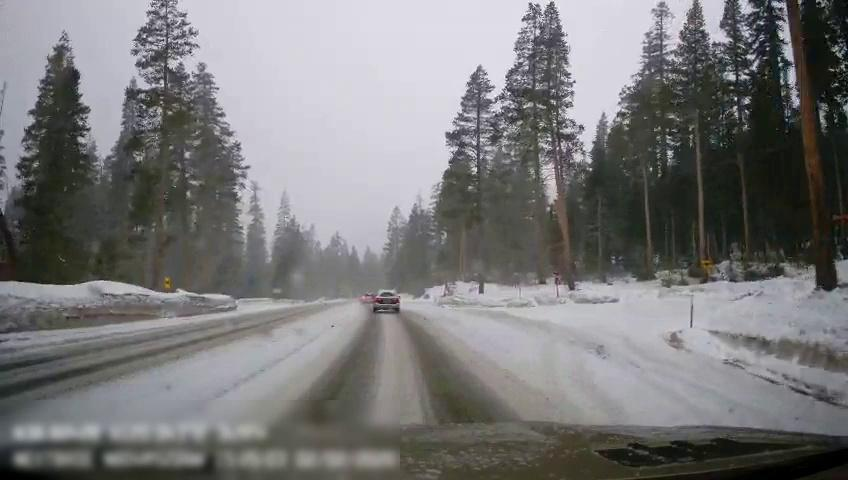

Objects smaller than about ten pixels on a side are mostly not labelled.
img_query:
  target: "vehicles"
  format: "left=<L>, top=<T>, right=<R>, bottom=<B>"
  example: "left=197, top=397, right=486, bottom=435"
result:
left=371, top=288, right=402, bottom=314
left=360, top=291, right=380, bottom=306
